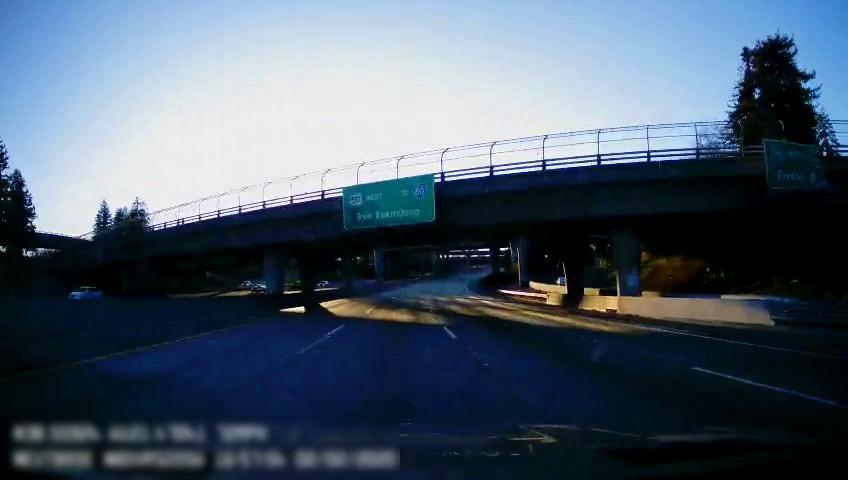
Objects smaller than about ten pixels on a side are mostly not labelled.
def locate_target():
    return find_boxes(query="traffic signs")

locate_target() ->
[342,172,438,232]
[762,139,828,192]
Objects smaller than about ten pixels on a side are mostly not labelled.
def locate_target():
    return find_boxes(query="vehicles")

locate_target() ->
[250,283,267,294]
[69,286,103,300]
[556,277,567,286]
[317,280,330,288]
